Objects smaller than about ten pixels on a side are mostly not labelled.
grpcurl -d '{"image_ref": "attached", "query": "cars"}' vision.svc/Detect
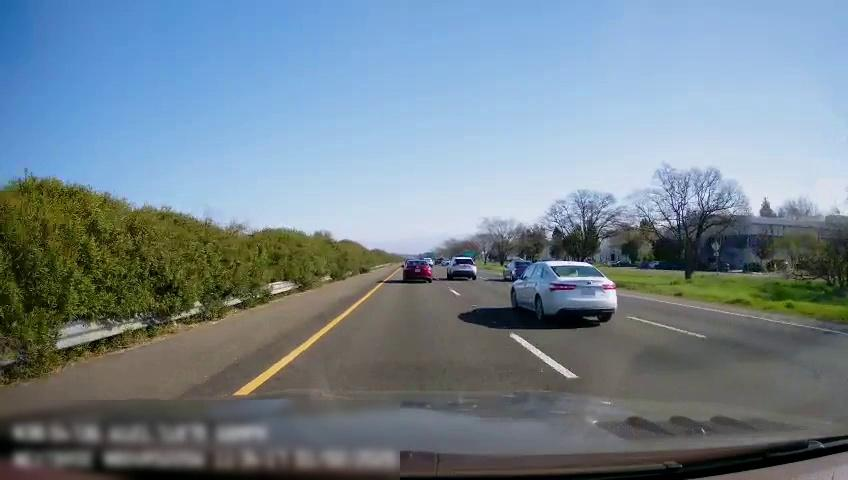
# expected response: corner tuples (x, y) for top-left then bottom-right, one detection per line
(509, 262), (618, 326)
(400, 259), (433, 283)
(503, 259), (534, 281)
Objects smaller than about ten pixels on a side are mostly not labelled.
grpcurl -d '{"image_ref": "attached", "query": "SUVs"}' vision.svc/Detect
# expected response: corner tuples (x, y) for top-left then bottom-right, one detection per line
(445, 257), (478, 280)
